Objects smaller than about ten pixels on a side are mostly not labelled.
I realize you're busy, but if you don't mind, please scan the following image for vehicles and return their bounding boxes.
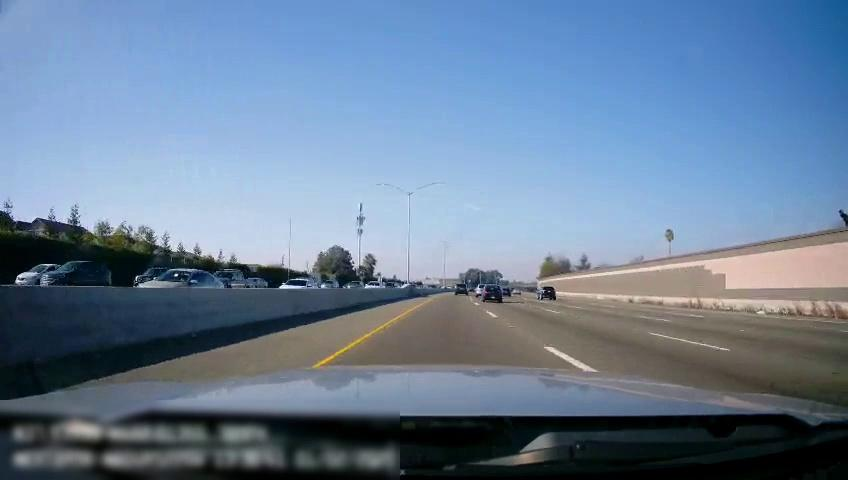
[537,286,557,301]
[14,263,62,286]
[476,285,487,298]
[483,286,503,303]
[342,281,365,289]
[454,283,468,296]
[243,277,269,289]
[364,281,386,289]
[133,268,172,287]
[40,260,112,286]
[137,268,225,288]
[212,268,245,288]
[320,279,339,288]
[278,279,317,289]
